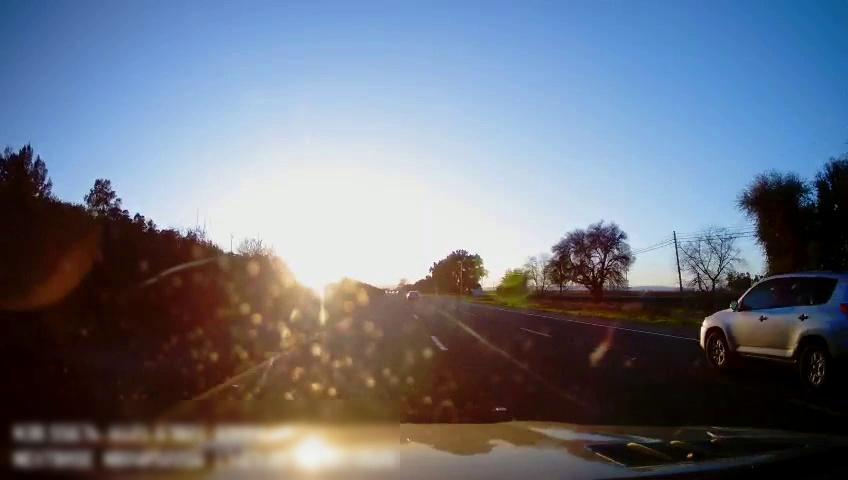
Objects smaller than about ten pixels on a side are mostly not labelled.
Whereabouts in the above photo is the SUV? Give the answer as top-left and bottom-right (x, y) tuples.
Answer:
(698, 270), (848, 397)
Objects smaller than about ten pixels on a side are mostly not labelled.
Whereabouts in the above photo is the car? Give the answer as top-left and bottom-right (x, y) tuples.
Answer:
(406, 291), (418, 301)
